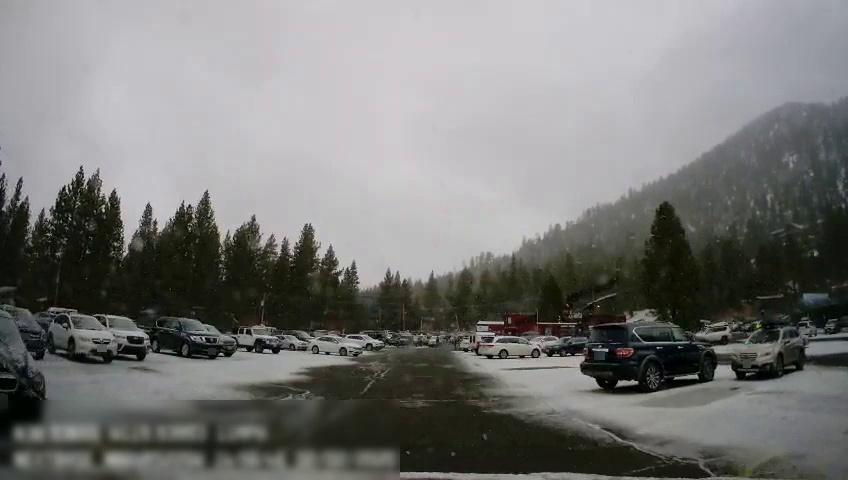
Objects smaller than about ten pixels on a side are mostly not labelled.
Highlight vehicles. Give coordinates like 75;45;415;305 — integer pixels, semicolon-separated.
478;335;542;359
797;320;817;337
823;319;841;334
730;326;805;379
281;330;315;343
310;336;363;357
275;334;307;352
149;317;219;360
578;322;718;393
47;307;80;320
459;333;470;354
468;332;497;356
202;323;237;358
91;314;151;361
230;326;281;355
695;321;733;345
541;336;586;358
46;314;119;364
0;303;46;361
345;333;385;352
0;308;48;438
530;336;561;354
